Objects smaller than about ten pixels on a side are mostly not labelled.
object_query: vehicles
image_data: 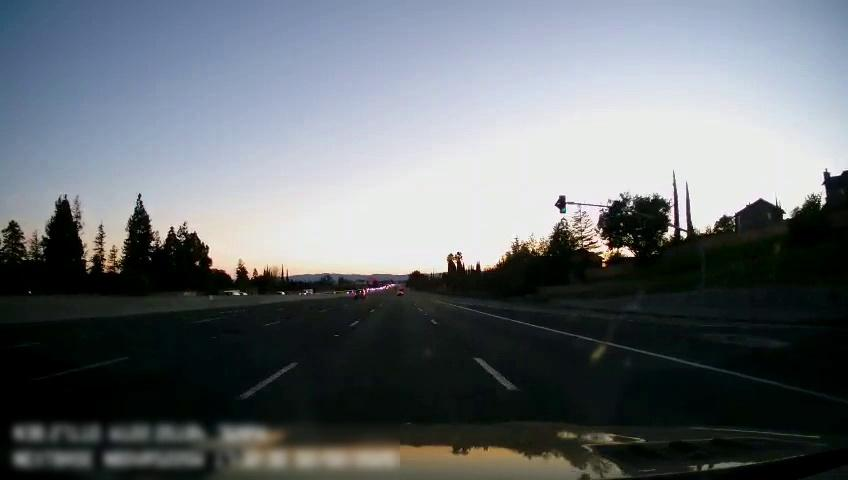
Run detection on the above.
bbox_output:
[298,289,313,296]
[238,292,248,297]
[221,291,240,297]
[274,291,286,296]
[354,289,366,300]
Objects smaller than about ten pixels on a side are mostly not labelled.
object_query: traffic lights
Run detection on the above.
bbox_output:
[559,195,566,213]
